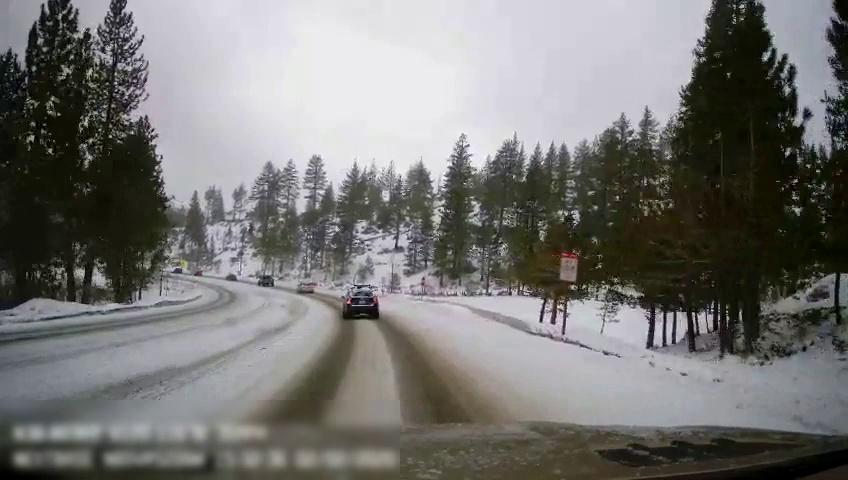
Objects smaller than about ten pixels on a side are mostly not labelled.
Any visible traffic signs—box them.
[557,250,579,283]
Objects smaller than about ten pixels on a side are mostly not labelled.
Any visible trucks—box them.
[257,275,274,287]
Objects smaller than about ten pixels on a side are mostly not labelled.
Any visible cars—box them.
[296,282,314,294]
[341,284,380,319]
